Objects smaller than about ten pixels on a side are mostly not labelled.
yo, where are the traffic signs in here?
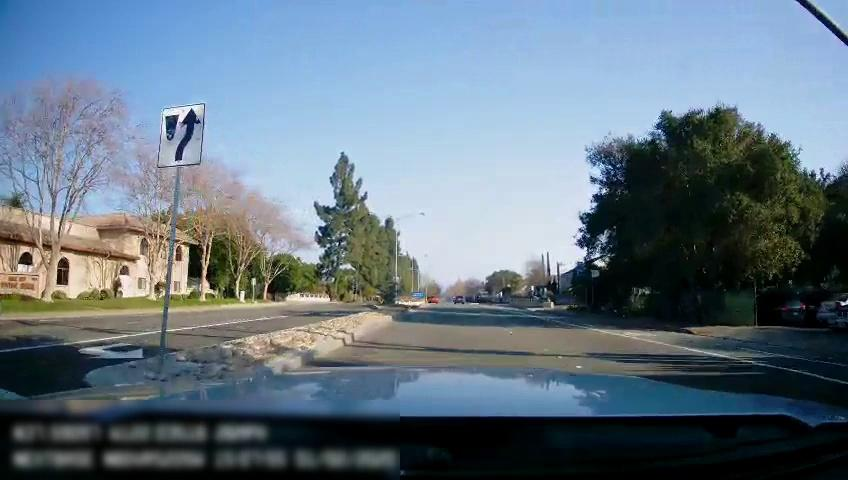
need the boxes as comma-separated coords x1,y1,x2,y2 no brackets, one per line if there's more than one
156,100,206,171
415,292,426,299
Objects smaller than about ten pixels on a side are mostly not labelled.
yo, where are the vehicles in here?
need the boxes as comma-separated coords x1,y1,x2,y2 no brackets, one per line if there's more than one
453,295,465,306
815,299,848,333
